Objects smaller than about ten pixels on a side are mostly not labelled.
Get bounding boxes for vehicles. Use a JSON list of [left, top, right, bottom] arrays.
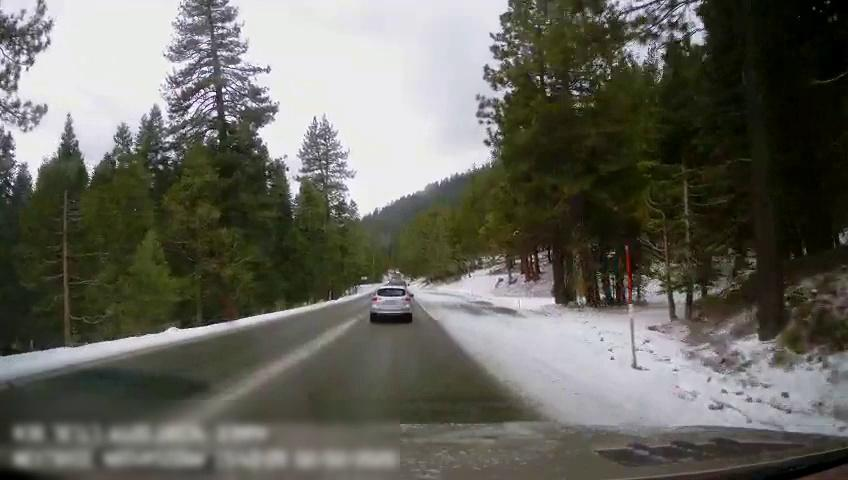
[[370, 286, 415, 323], [385, 279, 411, 291]]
